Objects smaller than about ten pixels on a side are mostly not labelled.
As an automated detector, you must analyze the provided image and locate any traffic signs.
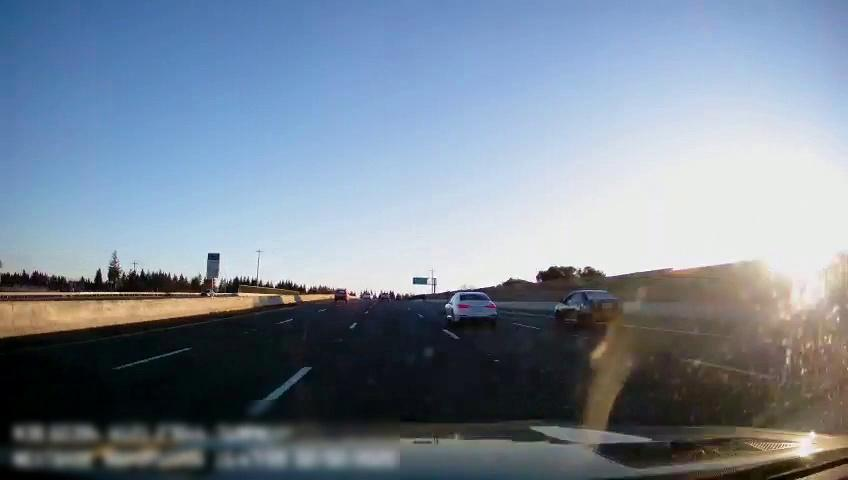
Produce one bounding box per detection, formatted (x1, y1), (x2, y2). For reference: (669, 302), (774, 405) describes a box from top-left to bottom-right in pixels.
(206, 252), (221, 279)
(412, 277), (428, 285)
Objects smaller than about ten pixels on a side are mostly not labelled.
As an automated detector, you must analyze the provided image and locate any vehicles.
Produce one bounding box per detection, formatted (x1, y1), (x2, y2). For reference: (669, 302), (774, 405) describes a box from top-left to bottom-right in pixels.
(334, 289), (348, 302)
(555, 289), (619, 326)
(445, 291), (497, 328)
(200, 288), (216, 298)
